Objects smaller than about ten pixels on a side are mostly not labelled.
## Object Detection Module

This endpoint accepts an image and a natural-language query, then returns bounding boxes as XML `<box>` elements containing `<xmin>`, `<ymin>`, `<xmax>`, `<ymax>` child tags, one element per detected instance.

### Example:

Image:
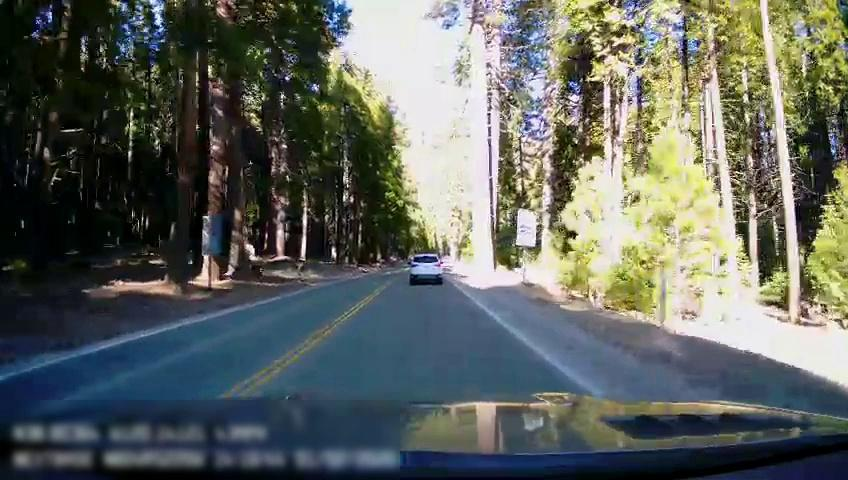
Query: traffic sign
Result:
<box><xmin>516</xmin><ymin>207</ymin><xmax>537</xmax><ymax>248</ymax></box>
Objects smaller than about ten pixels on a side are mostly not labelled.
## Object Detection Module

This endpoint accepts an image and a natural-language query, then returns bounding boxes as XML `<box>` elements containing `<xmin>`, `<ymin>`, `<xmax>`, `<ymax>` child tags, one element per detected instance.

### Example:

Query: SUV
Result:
<box><xmin>407</xmin><ymin>253</ymin><xmax>444</xmax><ymax>286</ymax></box>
